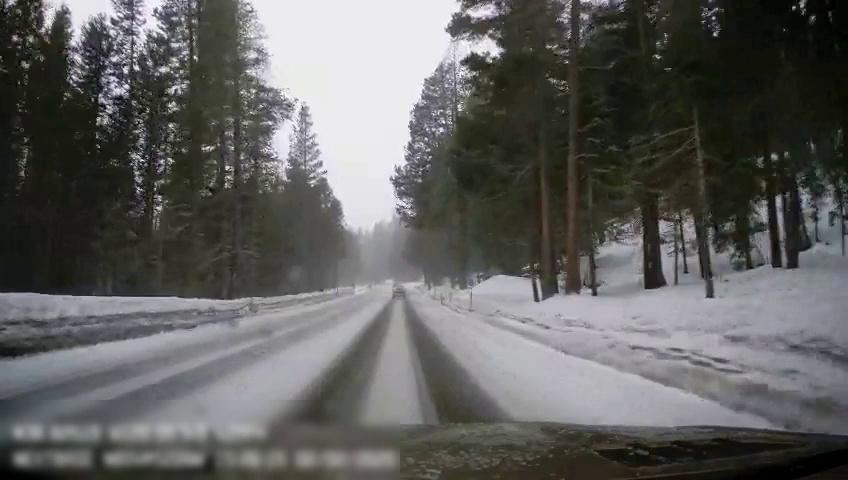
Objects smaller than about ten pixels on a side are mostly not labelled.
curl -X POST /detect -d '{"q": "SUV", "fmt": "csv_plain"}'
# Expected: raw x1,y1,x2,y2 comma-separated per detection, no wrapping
391,286,406,300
